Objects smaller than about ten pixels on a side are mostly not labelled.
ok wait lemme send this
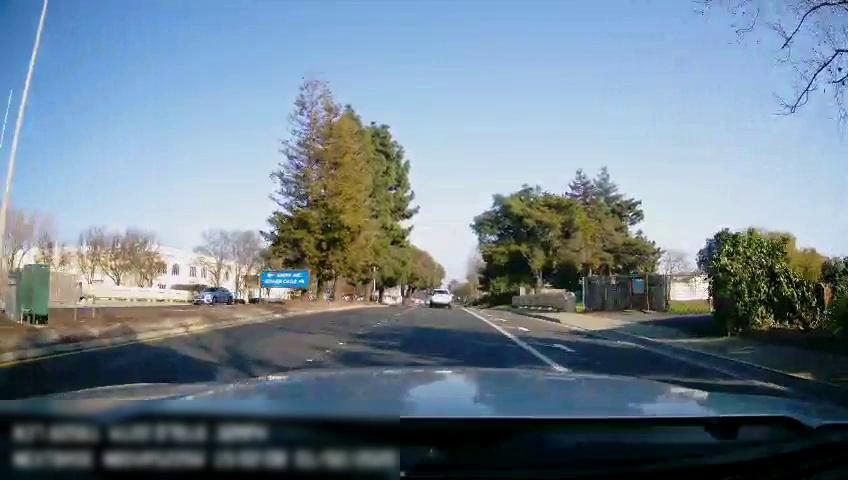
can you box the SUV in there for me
[428,288,451,310]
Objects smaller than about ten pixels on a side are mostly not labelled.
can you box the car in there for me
[191,285,234,306]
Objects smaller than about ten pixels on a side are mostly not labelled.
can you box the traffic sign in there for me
[260,270,310,290]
